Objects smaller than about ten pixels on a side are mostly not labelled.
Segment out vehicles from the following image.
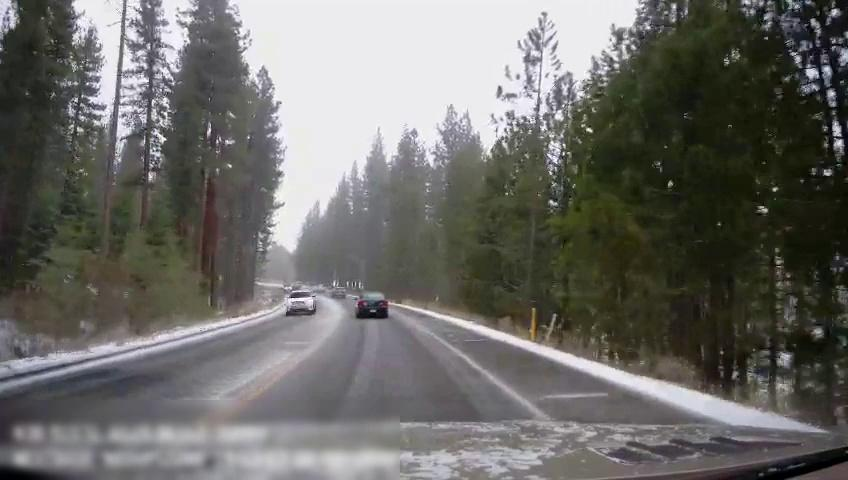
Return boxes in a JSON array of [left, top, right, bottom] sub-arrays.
[[284, 290, 317, 316], [332, 286, 346, 298], [354, 291, 388, 319]]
